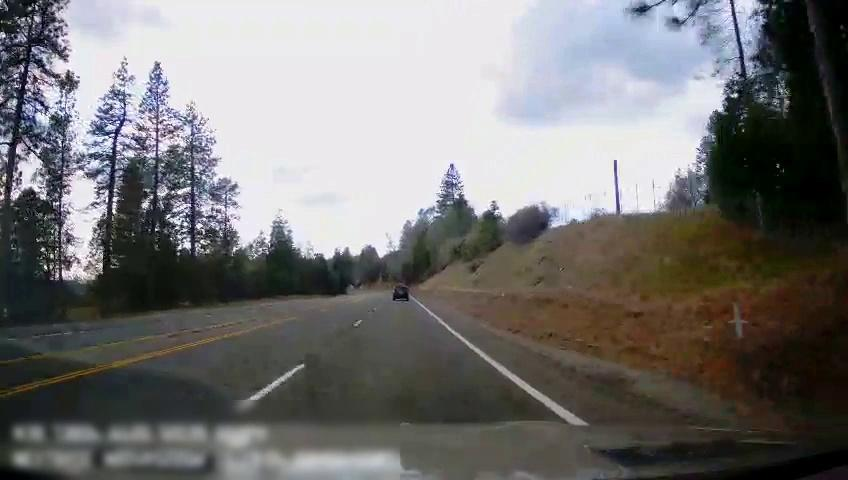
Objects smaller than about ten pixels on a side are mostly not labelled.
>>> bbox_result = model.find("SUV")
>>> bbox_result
[392,285,410,301]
